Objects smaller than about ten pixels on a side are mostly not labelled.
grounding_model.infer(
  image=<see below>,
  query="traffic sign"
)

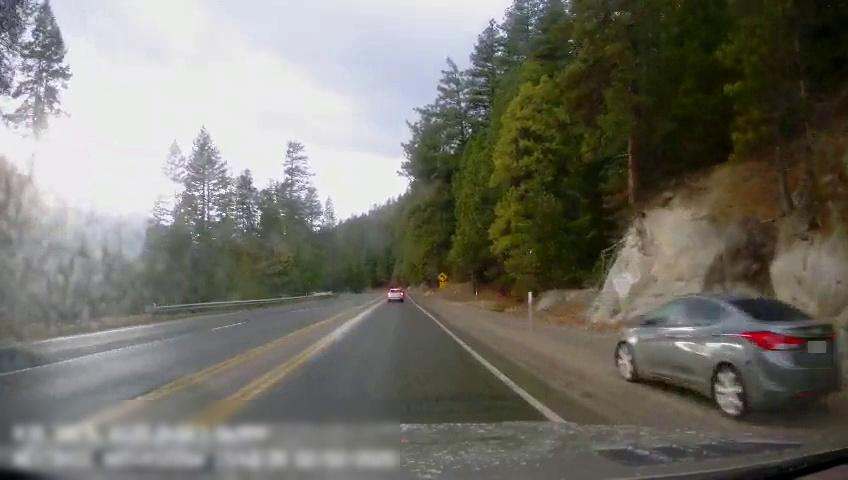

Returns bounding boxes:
[437,271,449,282]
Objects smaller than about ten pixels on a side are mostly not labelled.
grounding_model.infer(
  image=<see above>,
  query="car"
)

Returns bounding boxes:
[611,292,842,420]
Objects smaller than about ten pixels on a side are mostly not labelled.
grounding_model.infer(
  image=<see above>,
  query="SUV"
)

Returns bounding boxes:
[386,287,405,303]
